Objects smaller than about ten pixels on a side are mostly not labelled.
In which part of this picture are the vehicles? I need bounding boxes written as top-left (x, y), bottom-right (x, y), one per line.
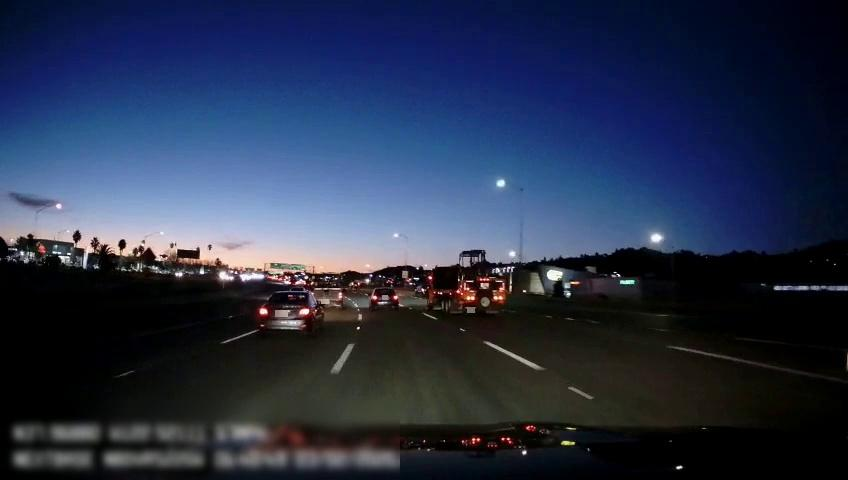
top-left (258, 290), bottom-right (325, 336)
top-left (414, 284), bottom-right (428, 297)
top-left (288, 286), bottom-right (307, 291)
top-left (312, 281), bottom-right (344, 310)
top-left (349, 281), bottom-right (361, 289)
top-left (426, 249), bottom-right (506, 315)
top-left (367, 287), bottom-right (399, 310)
